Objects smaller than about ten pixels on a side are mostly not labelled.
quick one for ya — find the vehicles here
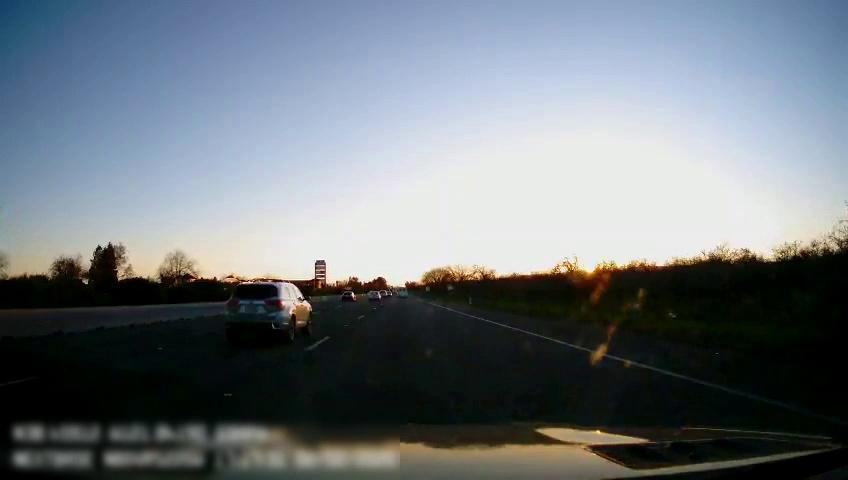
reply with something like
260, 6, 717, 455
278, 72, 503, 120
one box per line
224, 277, 314, 345
367, 290, 382, 302
396, 287, 409, 298
342, 290, 357, 302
